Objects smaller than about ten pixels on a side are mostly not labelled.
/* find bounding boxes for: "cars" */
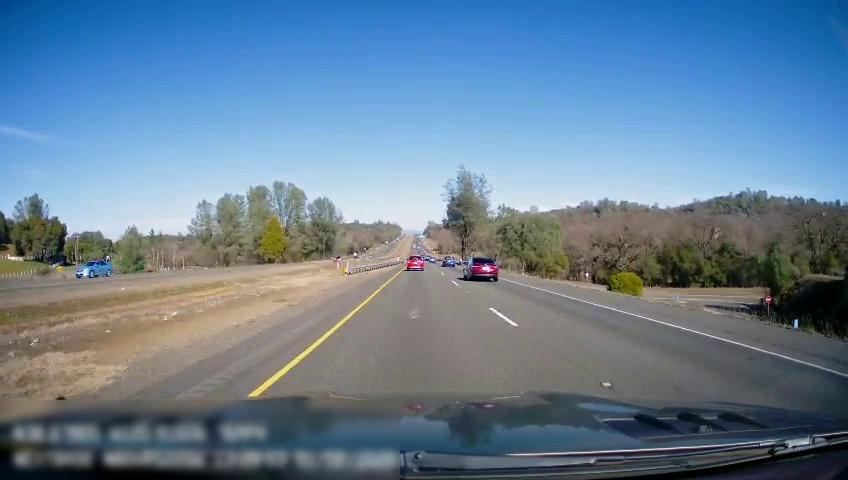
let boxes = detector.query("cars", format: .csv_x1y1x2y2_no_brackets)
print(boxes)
76,260,114,279
406,254,425,270
442,257,455,267
463,257,499,282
